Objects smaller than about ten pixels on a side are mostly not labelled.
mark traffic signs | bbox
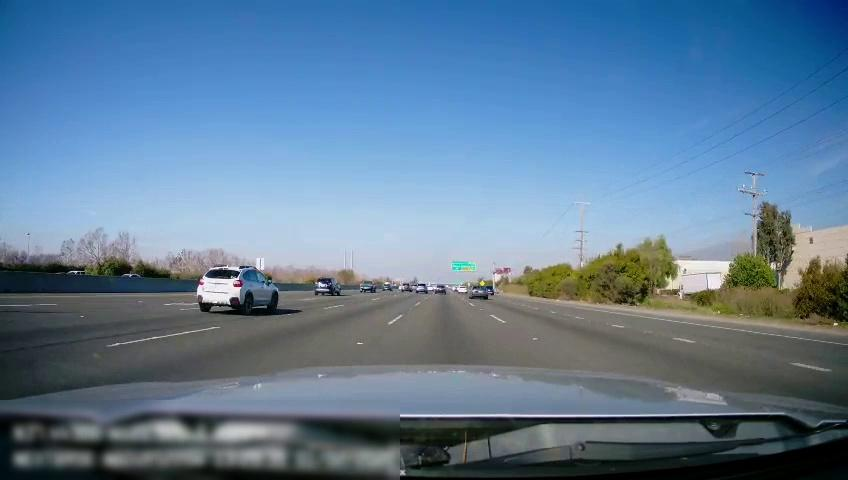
[451,260,477,273]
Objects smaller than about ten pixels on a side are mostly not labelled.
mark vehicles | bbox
[382,283,393,292]
[415,283,429,294]
[434,284,447,295]
[457,285,468,294]
[314,277,341,296]
[65,270,87,276]
[401,283,412,293]
[482,285,495,296]
[359,281,376,294]
[196,264,280,316]
[120,273,143,279]
[468,284,489,299]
